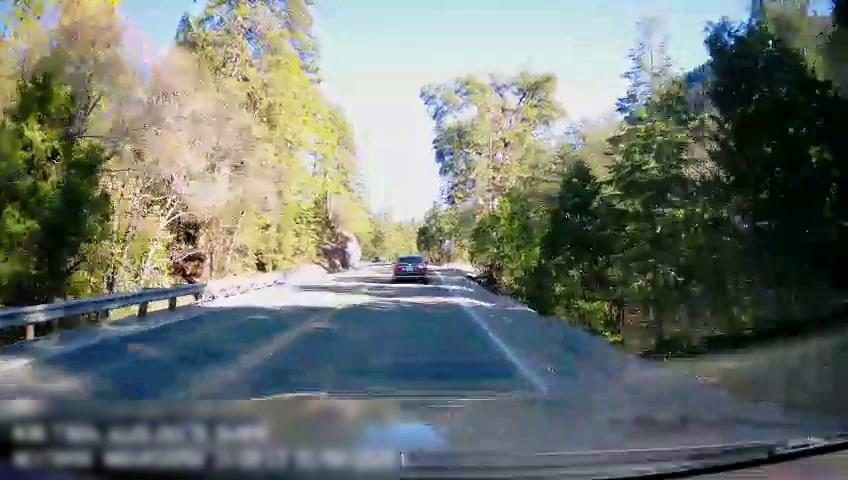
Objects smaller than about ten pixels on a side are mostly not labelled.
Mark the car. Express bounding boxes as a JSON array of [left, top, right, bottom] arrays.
[[393, 255, 429, 284]]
